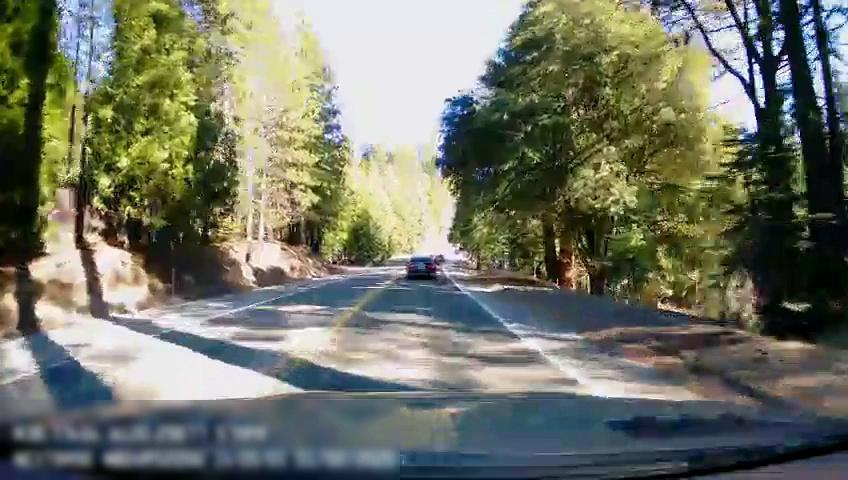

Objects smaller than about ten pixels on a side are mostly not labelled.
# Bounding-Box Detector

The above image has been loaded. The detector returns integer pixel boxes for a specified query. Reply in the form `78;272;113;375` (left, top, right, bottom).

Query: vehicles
428;254;440;266
406;256;437;281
